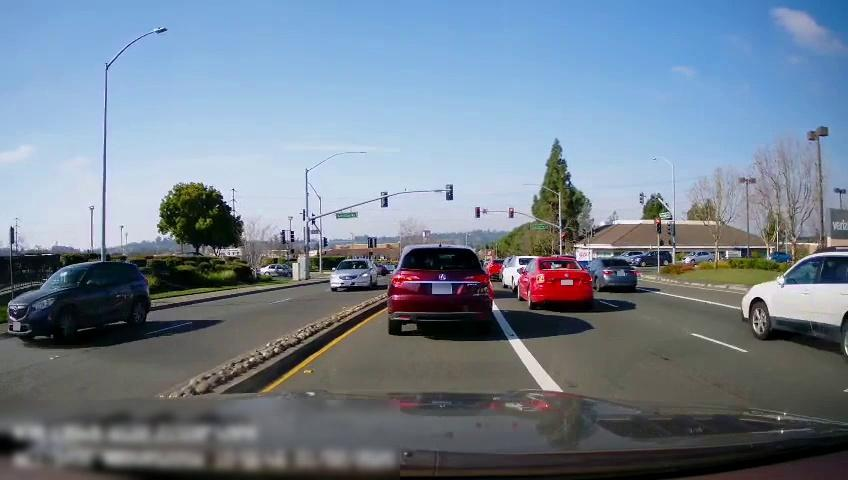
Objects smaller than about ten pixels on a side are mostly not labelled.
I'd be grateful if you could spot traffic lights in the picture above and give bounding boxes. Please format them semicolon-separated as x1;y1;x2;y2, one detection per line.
639;191;645;203
654;218;662;233
372;238;377;249
302;208;306;221
508;207;514;218
653;197;660;209
475;207;481;219
367;238;373;249
446;184;455;200
279;229;285;243
323;236;330;247
289;230;295;242
380;191;389;208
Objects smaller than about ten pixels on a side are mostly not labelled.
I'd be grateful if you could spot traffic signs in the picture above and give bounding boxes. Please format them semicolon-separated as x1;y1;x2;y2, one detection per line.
335;211;359;219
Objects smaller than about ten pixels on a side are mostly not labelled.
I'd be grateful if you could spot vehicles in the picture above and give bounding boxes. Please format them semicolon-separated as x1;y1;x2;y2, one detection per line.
684;248;720;265
741;250;848;362
259;262;293;279
329;257;379;292
6;258;152;345
617;250;645;263
588;255;638;291
387;245;495;335
501;256;535;292
632;248;673;268
768;250;793;263
517;255;594;310
498;256;513;283
487;259;503;275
